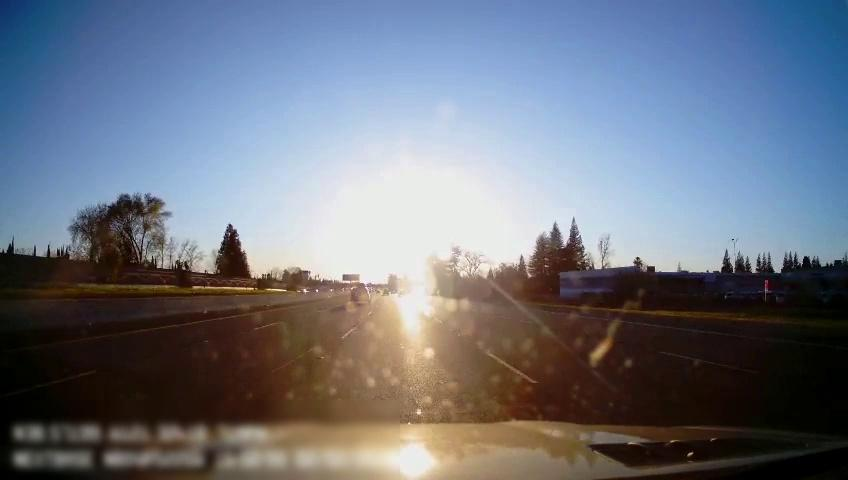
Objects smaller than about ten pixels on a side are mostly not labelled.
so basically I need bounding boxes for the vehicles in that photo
[398,288,405,297]
[382,289,390,296]
[350,282,371,304]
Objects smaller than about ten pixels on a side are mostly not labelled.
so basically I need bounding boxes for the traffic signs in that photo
[342,274,359,281]
[301,270,309,286]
